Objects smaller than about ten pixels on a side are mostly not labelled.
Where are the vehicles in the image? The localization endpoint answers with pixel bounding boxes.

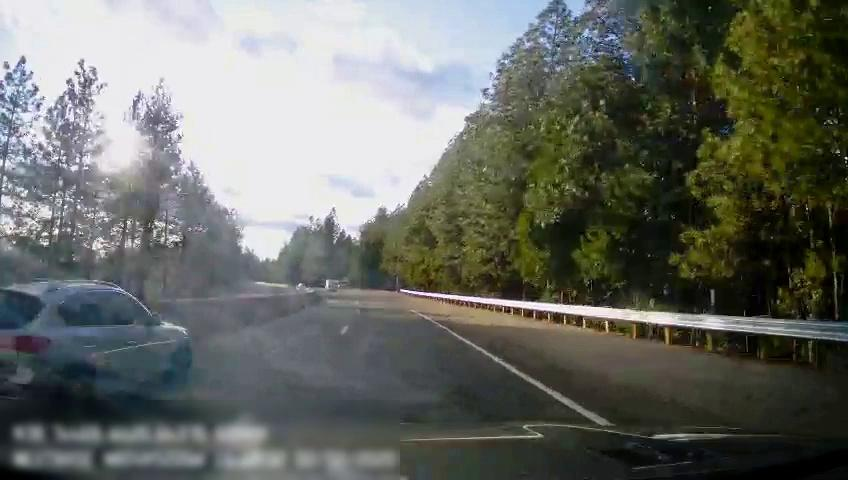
[324,278,341,293]
[296,282,306,291]
[0,280,194,437]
